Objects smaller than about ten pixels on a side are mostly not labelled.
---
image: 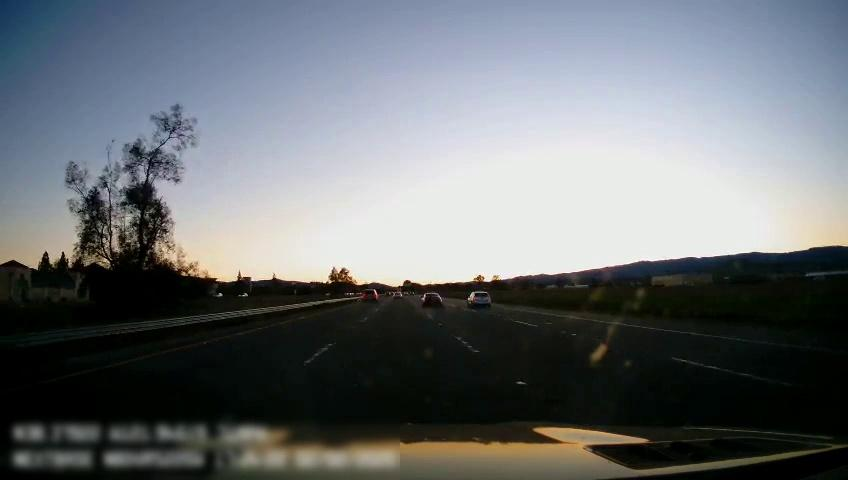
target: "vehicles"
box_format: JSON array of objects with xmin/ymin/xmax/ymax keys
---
[
  {"xmin": 393, "ymin": 291, "xmax": 403, "ymax": 300},
  {"xmin": 466, "ymin": 291, "xmax": 491, "ymax": 309},
  {"xmin": 420, "ymin": 292, "xmax": 443, "ymax": 309},
  {"xmin": 362, "ymin": 289, "xmax": 379, "ymax": 303}
]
